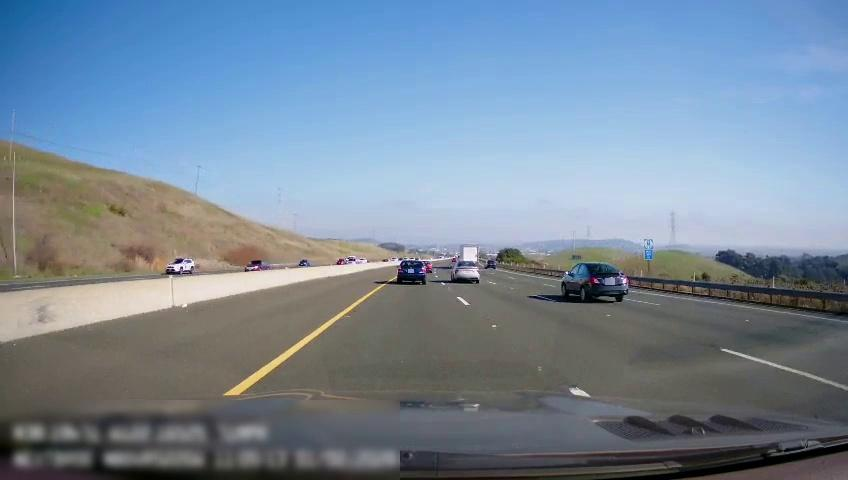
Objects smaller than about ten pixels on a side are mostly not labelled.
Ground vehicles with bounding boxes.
[422,261,433,274]
[457,245,479,264]
[484,260,497,270]
[296,259,311,267]
[559,262,630,302]
[165,257,195,276]
[243,259,273,273]
[397,260,426,284]
[451,261,480,284]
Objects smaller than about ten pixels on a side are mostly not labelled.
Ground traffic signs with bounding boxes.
[641,238,656,261]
